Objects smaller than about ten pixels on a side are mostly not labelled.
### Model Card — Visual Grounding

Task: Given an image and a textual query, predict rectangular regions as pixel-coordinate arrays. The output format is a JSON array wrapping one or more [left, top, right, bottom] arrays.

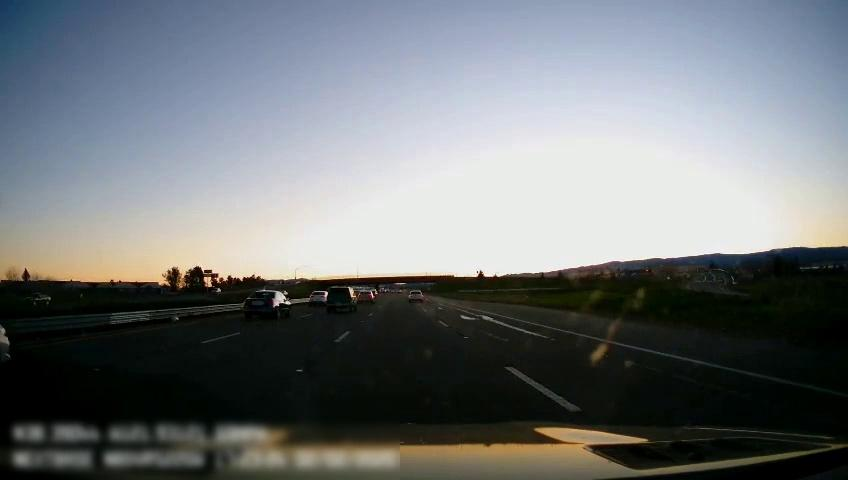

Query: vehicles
[[326, 287, 358, 313], [308, 291, 328, 307], [243, 290, 293, 322], [23, 292, 52, 307], [0, 324, 12, 380], [356, 291, 375, 305], [408, 290, 424, 303], [211, 287, 221, 295]]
